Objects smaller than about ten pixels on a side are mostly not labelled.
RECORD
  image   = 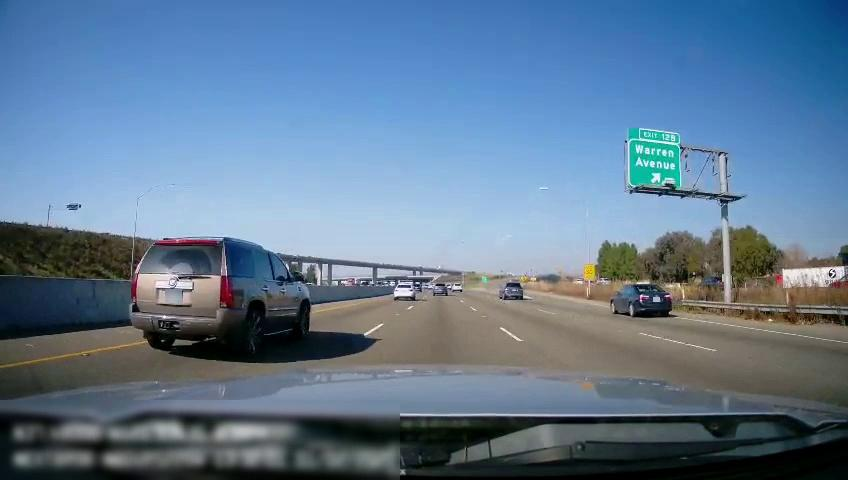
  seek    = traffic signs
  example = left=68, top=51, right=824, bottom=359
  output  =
left=626, top=126, right=683, bottom=191
left=583, top=264, right=596, bottom=281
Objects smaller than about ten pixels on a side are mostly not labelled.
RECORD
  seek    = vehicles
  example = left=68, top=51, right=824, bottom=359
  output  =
left=432, top=283, right=448, bottom=297
left=829, top=272, right=848, bottom=290
left=499, top=282, right=524, bottom=301
left=608, top=282, right=673, bottom=318
left=451, top=283, right=463, bottom=293
left=597, top=277, right=610, bottom=287
left=768, top=266, right=848, bottom=289
left=411, top=282, right=422, bottom=293
left=393, top=282, right=416, bottom=302
left=126, top=235, right=312, bottom=358
left=571, top=278, right=585, bottom=286
left=702, top=276, right=725, bottom=291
